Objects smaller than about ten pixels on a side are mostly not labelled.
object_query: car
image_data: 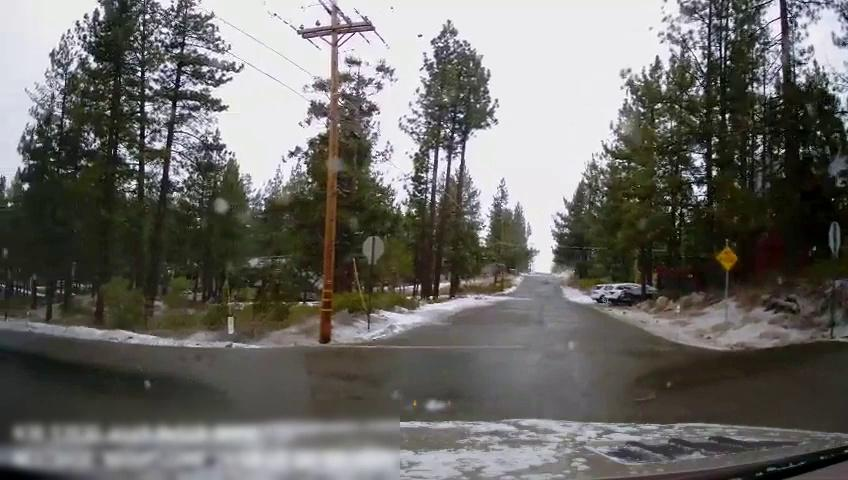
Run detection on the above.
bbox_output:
[592,284,606,304]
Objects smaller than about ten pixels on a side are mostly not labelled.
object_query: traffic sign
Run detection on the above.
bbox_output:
[718,247,739,268]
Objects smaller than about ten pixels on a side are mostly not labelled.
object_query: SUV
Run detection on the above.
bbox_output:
[605,283,641,307]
